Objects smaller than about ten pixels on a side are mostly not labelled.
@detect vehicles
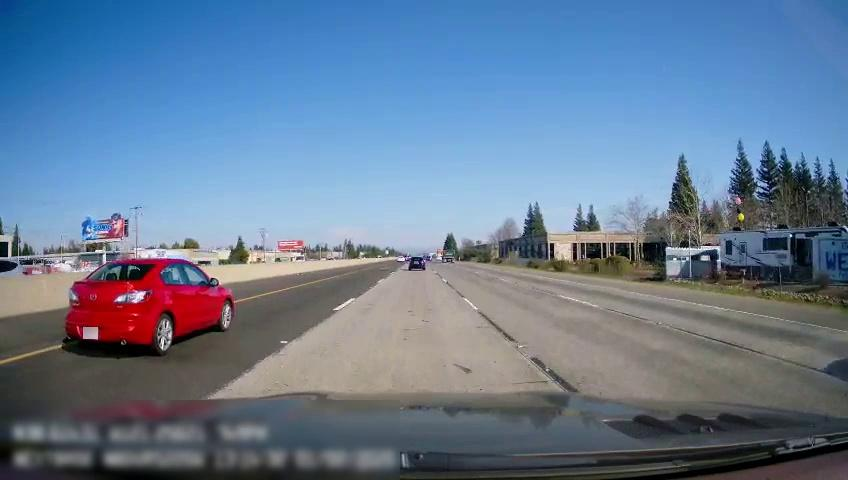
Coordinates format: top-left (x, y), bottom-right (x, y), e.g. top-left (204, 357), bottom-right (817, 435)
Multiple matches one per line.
top-left (441, 251), bottom-right (455, 264)
top-left (292, 255), bottom-right (306, 263)
top-left (0, 258), bottom-right (23, 278)
top-left (62, 256), bottom-right (237, 358)
top-left (406, 256), bottom-right (426, 271)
